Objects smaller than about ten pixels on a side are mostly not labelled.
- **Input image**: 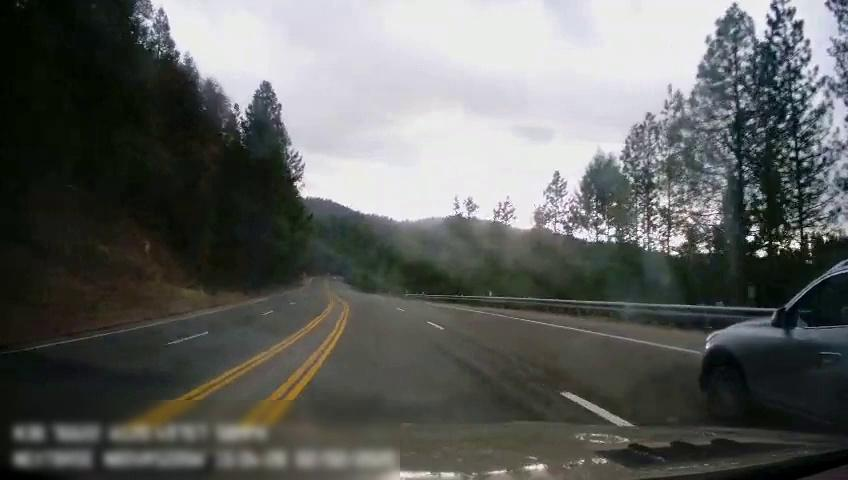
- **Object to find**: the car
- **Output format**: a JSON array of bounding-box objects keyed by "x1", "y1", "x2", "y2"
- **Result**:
[{"x1": 697, "y1": 266, "x2": 848, "y2": 434}]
